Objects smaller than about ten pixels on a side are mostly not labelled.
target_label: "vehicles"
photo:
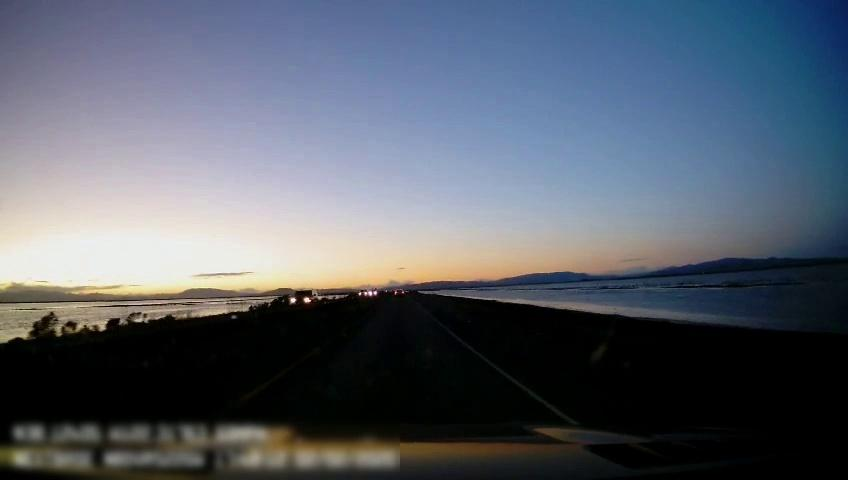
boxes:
[288,289,319,307]
[394,289,405,297]
[357,289,370,298]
